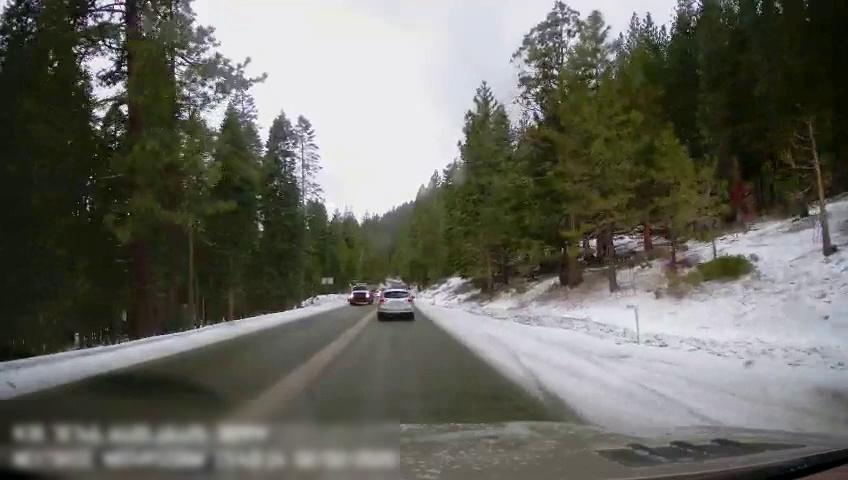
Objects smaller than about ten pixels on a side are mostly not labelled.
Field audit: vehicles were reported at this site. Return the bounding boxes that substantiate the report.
[347,283,374,305]
[377,289,416,320]
[387,285,408,290]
